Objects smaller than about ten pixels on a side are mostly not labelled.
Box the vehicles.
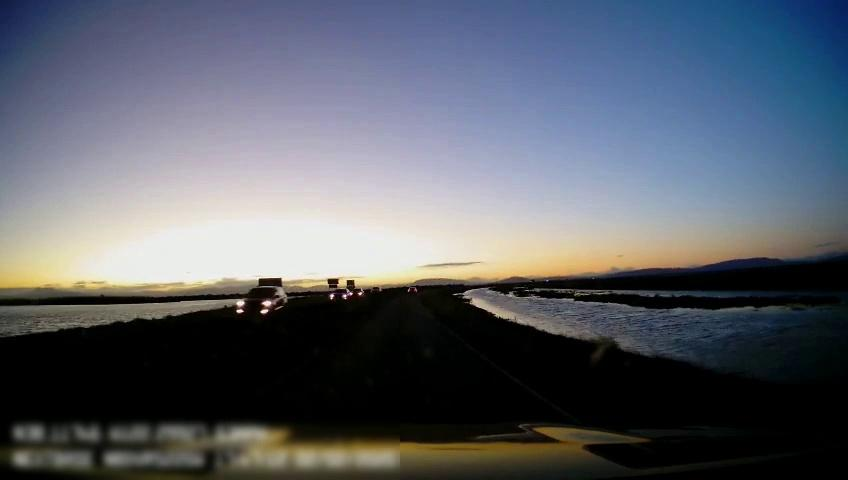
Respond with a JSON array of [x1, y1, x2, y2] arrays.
[[328, 288, 354, 303], [350, 287, 365, 298], [370, 286, 383, 293], [235, 285, 290, 317], [407, 286, 418, 294]]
